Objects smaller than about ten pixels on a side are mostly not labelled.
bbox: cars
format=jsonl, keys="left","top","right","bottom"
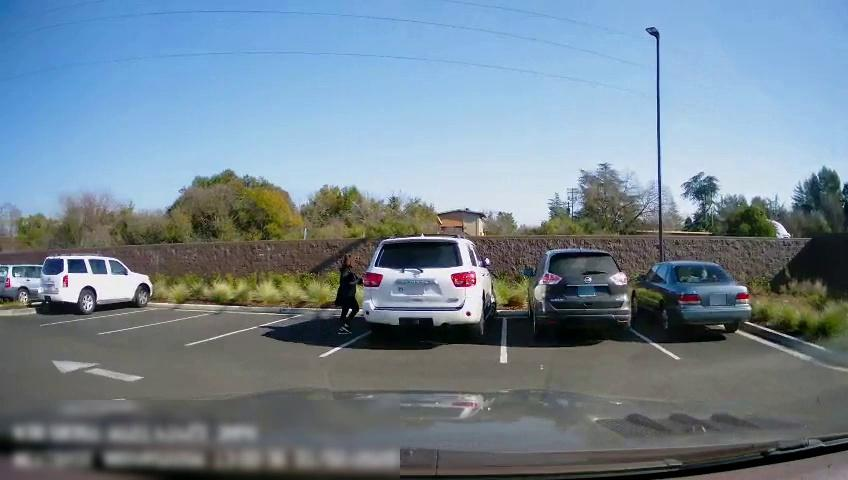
{"left": 0, "top": 264, "right": 43, "bottom": 307}
{"left": 631, "top": 261, "right": 752, "bottom": 336}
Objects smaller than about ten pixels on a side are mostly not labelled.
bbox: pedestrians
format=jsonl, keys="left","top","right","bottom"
{"left": 335, "top": 252, "right": 364, "bottom": 335}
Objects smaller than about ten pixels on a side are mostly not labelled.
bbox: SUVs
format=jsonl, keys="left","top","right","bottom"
{"left": 40, "top": 256, "right": 153, "bottom": 315}
{"left": 524, "top": 249, "right": 631, "bottom": 340}
{"left": 363, "top": 236, "right": 497, "bottom": 342}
